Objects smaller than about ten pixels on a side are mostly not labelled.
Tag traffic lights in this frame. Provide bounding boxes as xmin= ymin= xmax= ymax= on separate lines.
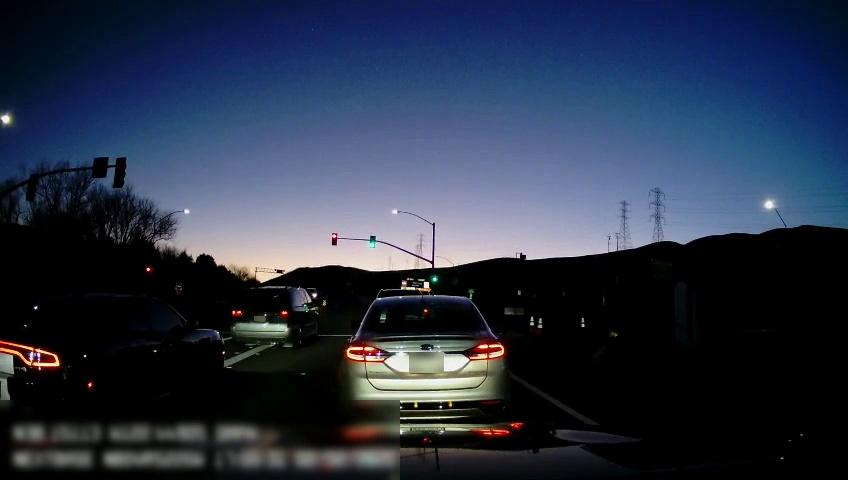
xmin=331 ymin=232 xmax=338 ymax=246
xmin=369 ymin=235 xmax=377 ymax=249
xmin=112 ymin=156 xmax=127 ymax=189
xmin=25 ymin=173 xmax=39 ymax=201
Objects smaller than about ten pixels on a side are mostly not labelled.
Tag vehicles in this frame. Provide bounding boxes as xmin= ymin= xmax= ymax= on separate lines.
xmin=303 ymin=287 xmax=319 ymax=302
xmin=336 ymin=294 xmax=509 ymax=424
xmin=0 ymin=290 xmax=226 ymax=439
xmin=229 ymin=285 xmax=320 ymax=349
xmin=375 ymin=288 xmax=428 ymax=309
